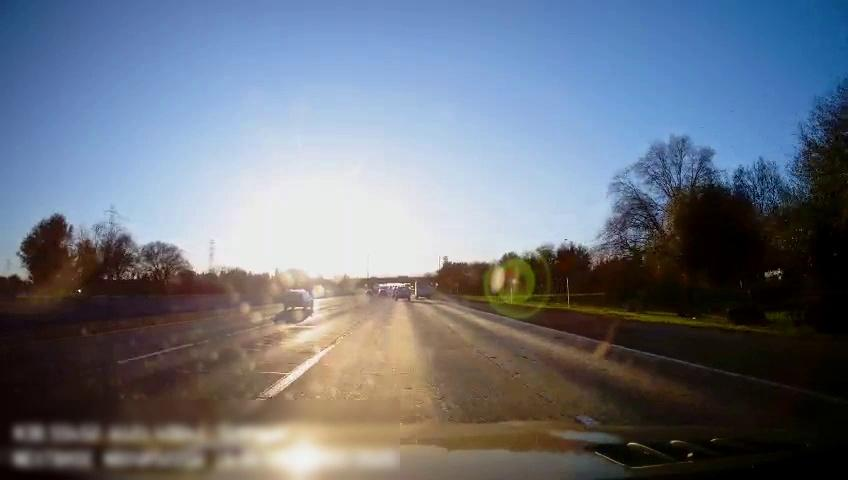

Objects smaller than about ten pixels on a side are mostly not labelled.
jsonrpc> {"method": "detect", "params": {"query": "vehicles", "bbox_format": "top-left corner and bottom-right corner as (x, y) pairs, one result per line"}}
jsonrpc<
(394, 286), (411, 301)
(282, 289), (315, 312)
(414, 279), (432, 300)
(377, 286), (390, 297)
(363, 289), (375, 297)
